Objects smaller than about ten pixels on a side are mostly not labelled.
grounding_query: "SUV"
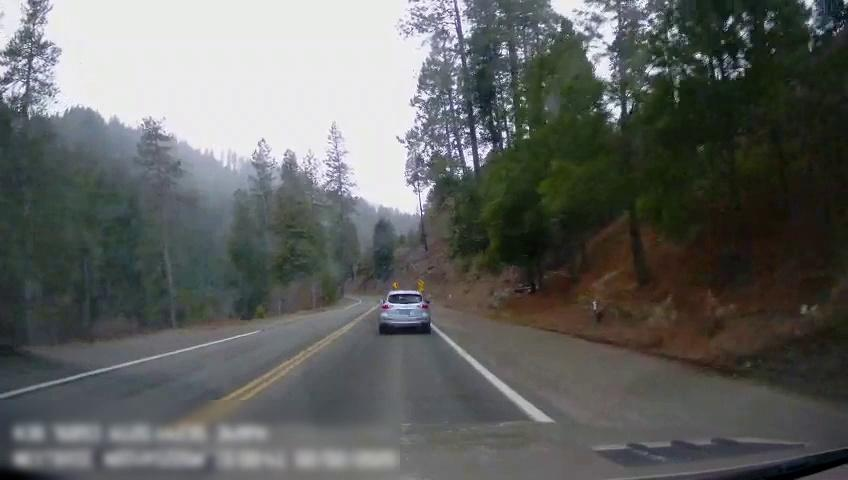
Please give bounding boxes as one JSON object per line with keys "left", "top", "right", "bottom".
{"left": 379, "top": 291, "right": 431, "bottom": 334}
